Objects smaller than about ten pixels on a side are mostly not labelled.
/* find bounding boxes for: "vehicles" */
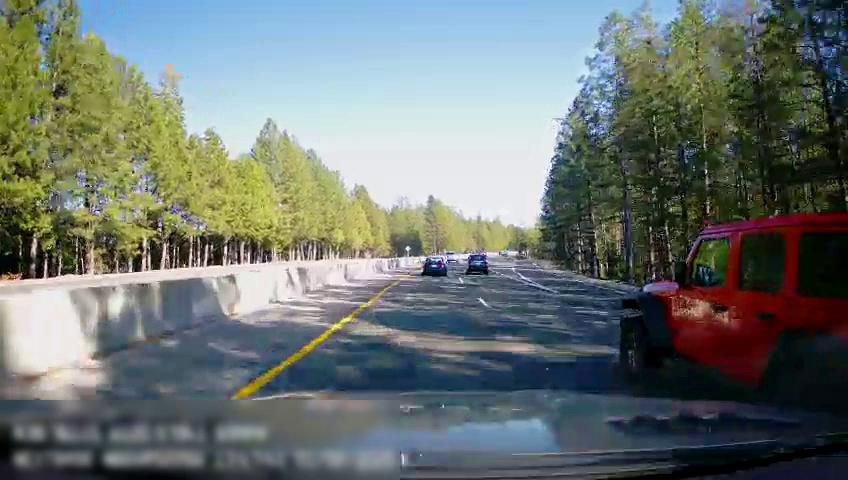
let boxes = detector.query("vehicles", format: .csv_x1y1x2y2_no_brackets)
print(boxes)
619,210,848,407
466,255,488,274
422,256,449,278
443,252,456,262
